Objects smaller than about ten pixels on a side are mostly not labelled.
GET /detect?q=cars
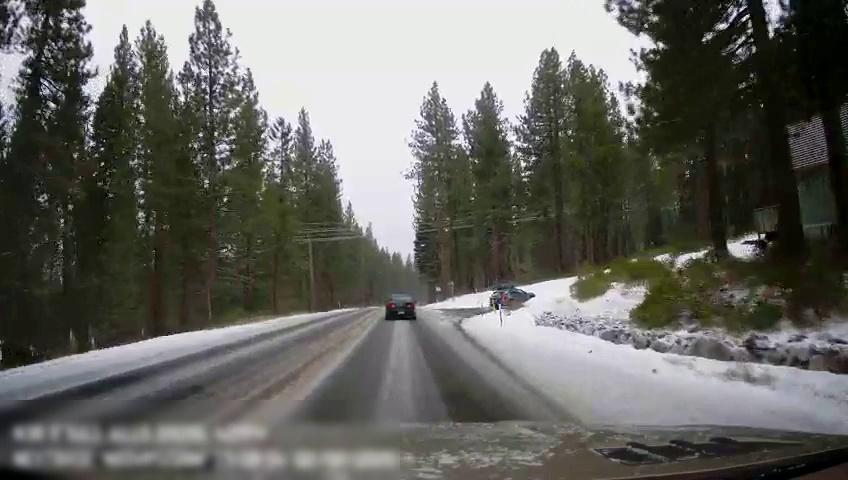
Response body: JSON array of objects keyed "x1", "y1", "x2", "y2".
[
  {"x1": 385, "y1": 294, "x2": 418, "y2": 321},
  {"x1": 489, "y1": 285, "x2": 537, "y2": 309}
]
